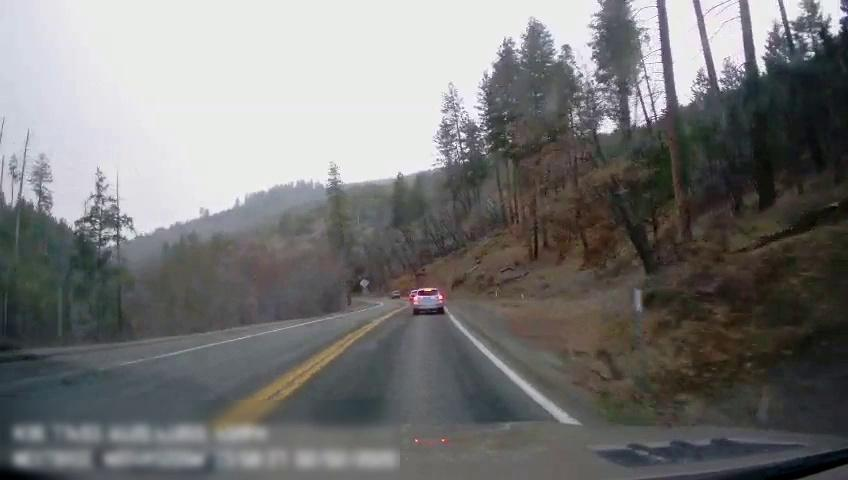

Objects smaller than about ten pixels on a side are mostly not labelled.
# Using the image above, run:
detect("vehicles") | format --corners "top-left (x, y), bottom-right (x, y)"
top-left (413, 288), bottom-right (445, 315)
top-left (409, 289), bottom-right (418, 301)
